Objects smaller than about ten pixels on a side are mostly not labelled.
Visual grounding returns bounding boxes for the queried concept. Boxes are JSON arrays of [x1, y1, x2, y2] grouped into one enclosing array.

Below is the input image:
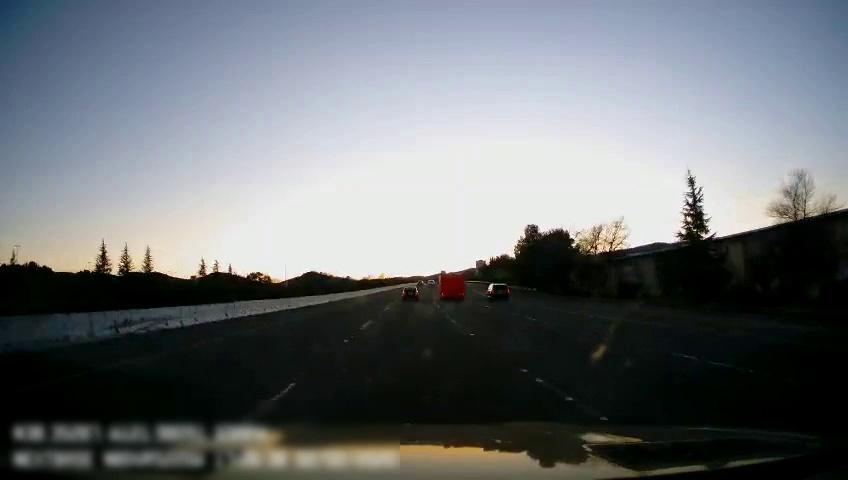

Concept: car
[[402, 286, 419, 302]]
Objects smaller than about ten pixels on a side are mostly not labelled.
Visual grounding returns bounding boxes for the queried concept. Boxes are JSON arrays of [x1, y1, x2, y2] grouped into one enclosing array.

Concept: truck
[[440, 274, 465, 301]]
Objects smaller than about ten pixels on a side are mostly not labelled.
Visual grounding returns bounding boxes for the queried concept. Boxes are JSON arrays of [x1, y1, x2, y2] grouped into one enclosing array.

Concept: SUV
[[486, 283, 510, 301]]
